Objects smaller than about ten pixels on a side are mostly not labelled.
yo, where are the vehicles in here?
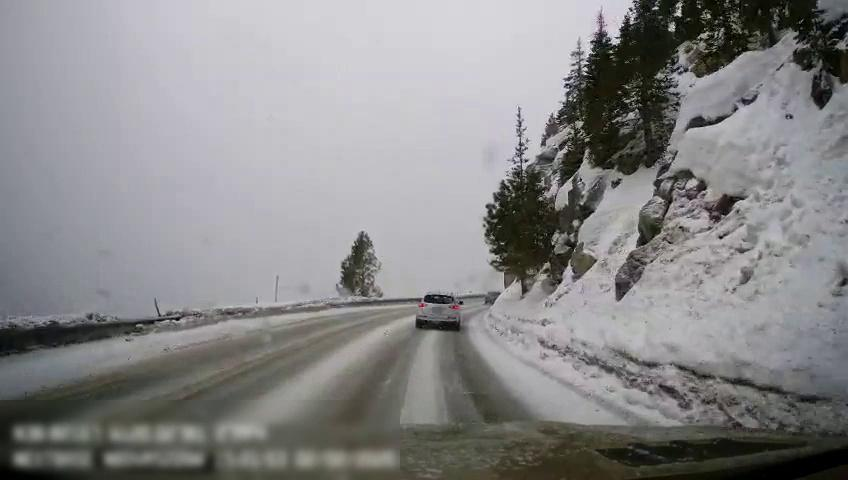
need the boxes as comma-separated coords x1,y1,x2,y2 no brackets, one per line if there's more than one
484,291,502,306
415,292,465,331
